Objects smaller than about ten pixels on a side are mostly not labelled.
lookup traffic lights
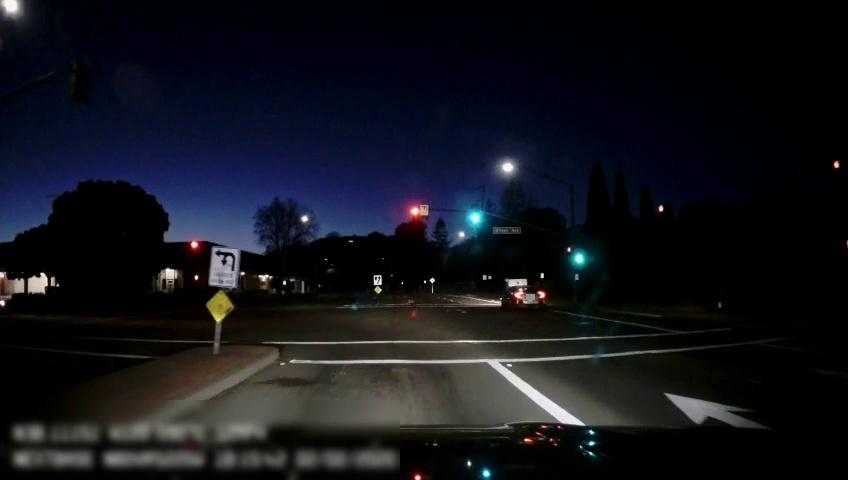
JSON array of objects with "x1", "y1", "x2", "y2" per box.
[
  {"x1": 192, "y1": 242, "x2": 197, "y2": 255},
  {"x1": 473, "y1": 210, "x2": 480, "y2": 223},
  {"x1": 70, "y1": 61, "x2": 90, "y2": 102},
  {"x1": 412, "y1": 208, "x2": 418, "y2": 221},
  {"x1": 576, "y1": 247, "x2": 584, "y2": 263}
]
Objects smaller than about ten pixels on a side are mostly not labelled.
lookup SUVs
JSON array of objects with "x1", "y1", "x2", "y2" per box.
[{"x1": 501, "y1": 285, "x2": 546, "y2": 312}]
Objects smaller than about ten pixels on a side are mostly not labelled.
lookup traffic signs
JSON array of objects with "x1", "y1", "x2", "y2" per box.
[
  {"x1": 373, "y1": 274, "x2": 382, "y2": 286},
  {"x1": 209, "y1": 246, "x2": 240, "y2": 288},
  {"x1": 419, "y1": 204, "x2": 429, "y2": 216},
  {"x1": 205, "y1": 289, "x2": 235, "y2": 323}
]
